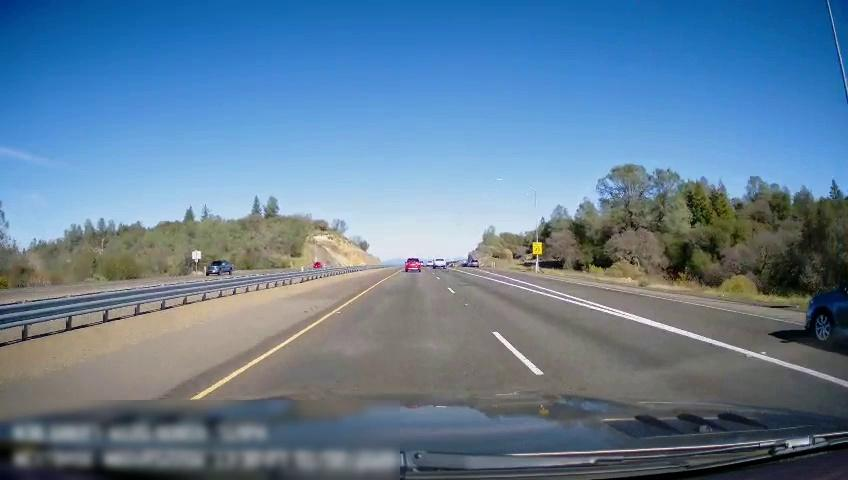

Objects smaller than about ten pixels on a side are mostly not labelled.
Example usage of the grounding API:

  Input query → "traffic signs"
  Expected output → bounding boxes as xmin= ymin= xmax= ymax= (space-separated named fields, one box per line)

xmin=532 ymin=242 xmax=543 ymax=255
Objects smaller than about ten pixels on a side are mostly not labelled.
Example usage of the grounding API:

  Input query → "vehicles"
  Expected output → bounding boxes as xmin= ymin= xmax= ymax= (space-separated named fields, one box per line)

xmin=804 ymin=281 xmax=848 ymax=344
xmin=310 ymin=261 xmax=326 ymax=269
xmin=205 ymin=260 xmax=234 ymax=276
xmin=405 ymin=258 xmax=422 ymax=272
xmin=433 ymin=258 xmax=446 ymax=268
